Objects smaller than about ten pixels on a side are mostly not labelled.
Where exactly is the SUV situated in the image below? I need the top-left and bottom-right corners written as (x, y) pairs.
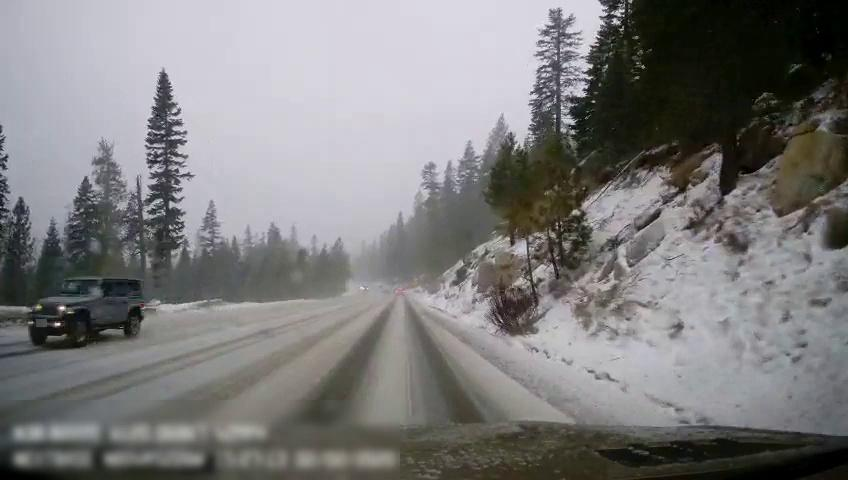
top-left (27, 276), bottom-right (146, 348)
